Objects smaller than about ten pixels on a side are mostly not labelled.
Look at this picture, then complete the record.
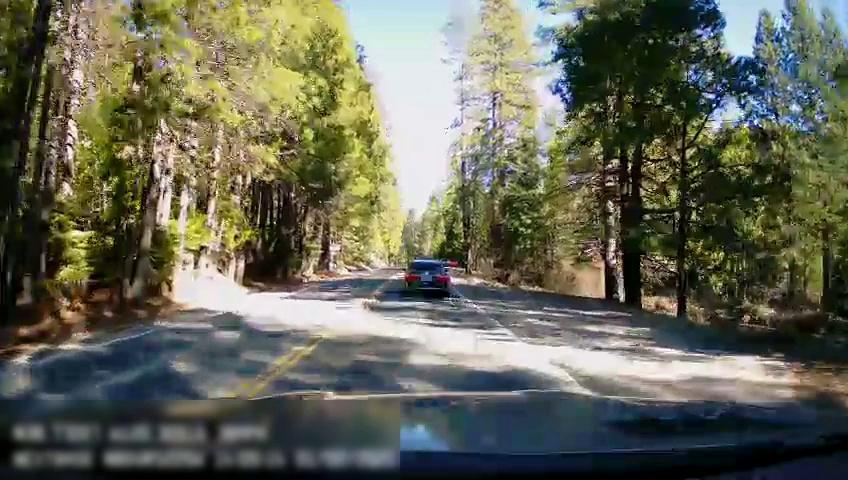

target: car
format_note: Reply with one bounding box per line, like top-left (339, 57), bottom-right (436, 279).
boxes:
top-left (401, 259), bottom-right (449, 294)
